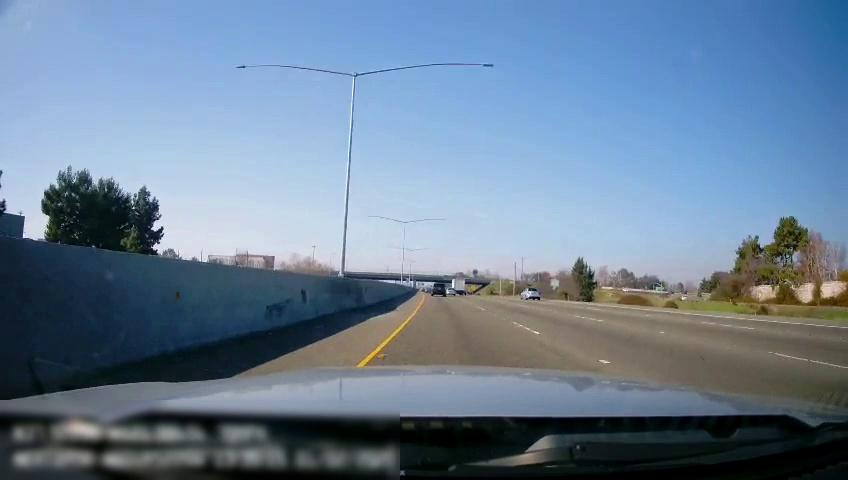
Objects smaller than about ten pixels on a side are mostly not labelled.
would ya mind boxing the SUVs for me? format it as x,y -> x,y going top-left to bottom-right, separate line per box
430,283 -> 447,297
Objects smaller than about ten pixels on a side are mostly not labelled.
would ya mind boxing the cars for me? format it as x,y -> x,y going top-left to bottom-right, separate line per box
520,287 -> 541,300
446,287 -> 456,296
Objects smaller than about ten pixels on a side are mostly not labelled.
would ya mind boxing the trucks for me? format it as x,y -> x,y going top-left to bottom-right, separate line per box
452,279 -> 465,295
